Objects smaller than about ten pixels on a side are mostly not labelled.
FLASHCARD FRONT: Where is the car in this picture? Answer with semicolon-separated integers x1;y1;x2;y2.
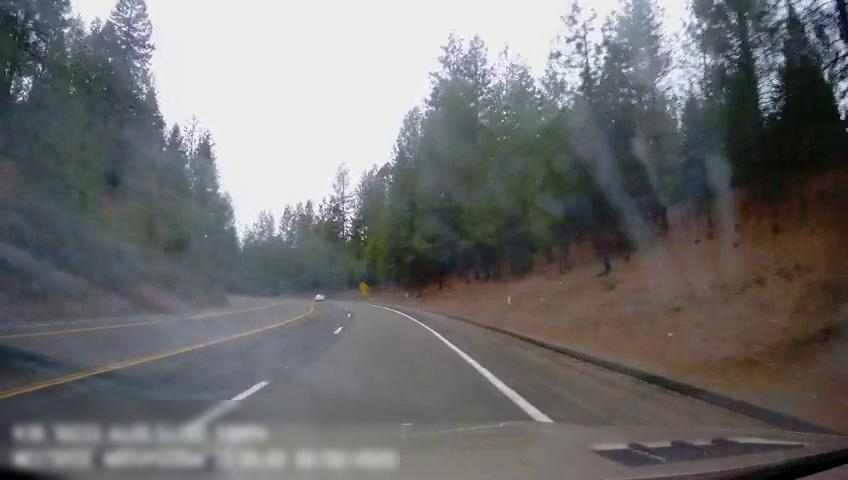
314;294;325;302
